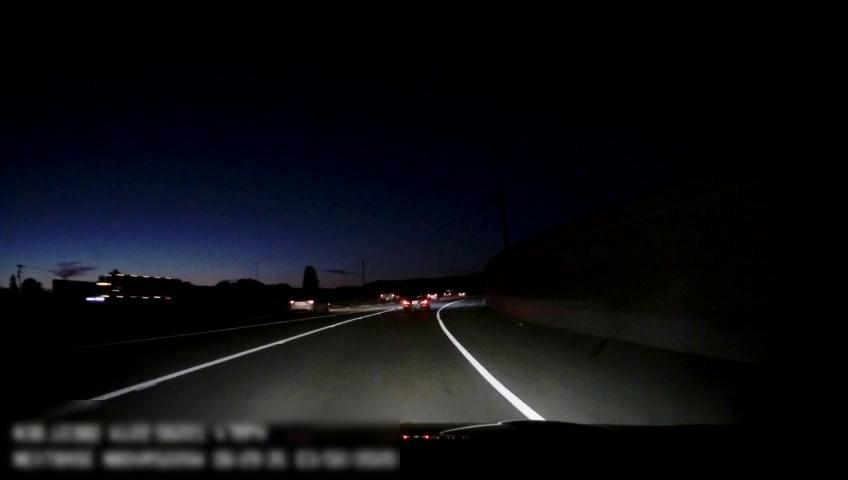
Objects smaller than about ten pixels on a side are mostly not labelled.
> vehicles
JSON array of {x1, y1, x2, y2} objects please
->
[
  {"x1": 378, "y1": 288, "x2": 401, "y2": 303},
  {"x1": 427, "y1": 291, "x2": 441, "y2": 301},
  {"x1": 402, "y1": 292, "x2": 431, "y2": 314},
  {"x1": 286, "y1": 290, "x2": 333, "y2": 316},
  {"x1": 84, "y1": 273, "x2": 184, "y2": 304}
]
